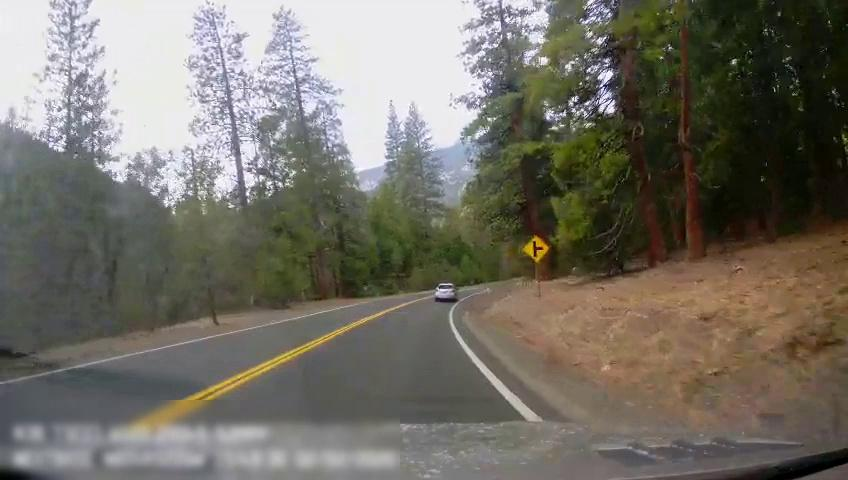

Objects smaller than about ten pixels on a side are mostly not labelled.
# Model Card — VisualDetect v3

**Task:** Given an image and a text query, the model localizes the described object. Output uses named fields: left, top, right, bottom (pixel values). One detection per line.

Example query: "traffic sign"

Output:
left=522, top=234, right=550, bottom=263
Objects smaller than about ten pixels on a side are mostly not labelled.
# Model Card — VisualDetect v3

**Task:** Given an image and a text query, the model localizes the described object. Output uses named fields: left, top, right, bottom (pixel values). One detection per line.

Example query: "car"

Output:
left=434, top=283, right=459, bottom=303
